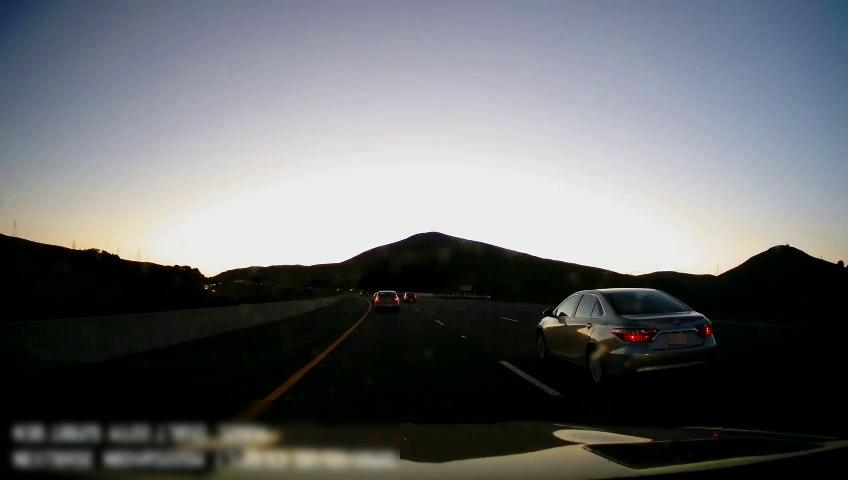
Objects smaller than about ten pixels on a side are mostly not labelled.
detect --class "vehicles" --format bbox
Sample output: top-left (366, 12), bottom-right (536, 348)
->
top-left (403, 292), bottom-right (417, 303)
top-left (374, 290), bottom-right (400, 313)
top-left (536, 288), bottom-right (718, 389)
top-left (372, 292), bottom-right (378, 302)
